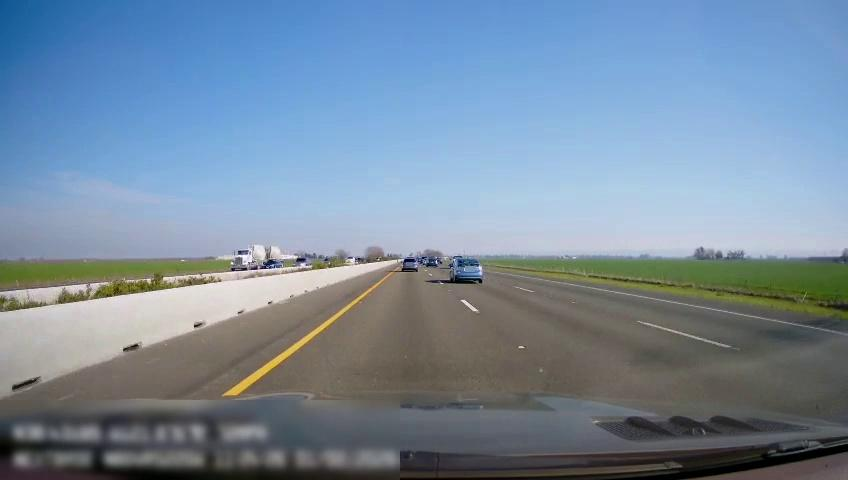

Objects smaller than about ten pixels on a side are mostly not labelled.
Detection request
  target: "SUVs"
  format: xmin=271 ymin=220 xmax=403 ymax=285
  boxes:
xmin=294 ymin=257 xmax=312 ymax=267
xmin=447 ymin=258 xmax=483 ymax=284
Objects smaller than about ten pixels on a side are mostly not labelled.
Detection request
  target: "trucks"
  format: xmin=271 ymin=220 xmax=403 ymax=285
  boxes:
xmin=230 ymin=244 xmax=298 ymax=272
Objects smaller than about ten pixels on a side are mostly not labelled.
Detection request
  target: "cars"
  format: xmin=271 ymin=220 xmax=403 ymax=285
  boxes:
xmin=424 ymin=256 xmax=438 ymax=268
xmin=261 ymin=258 xmax=284 ymax=269
xmin=401 ymin=257 xmax=419 ymax=273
